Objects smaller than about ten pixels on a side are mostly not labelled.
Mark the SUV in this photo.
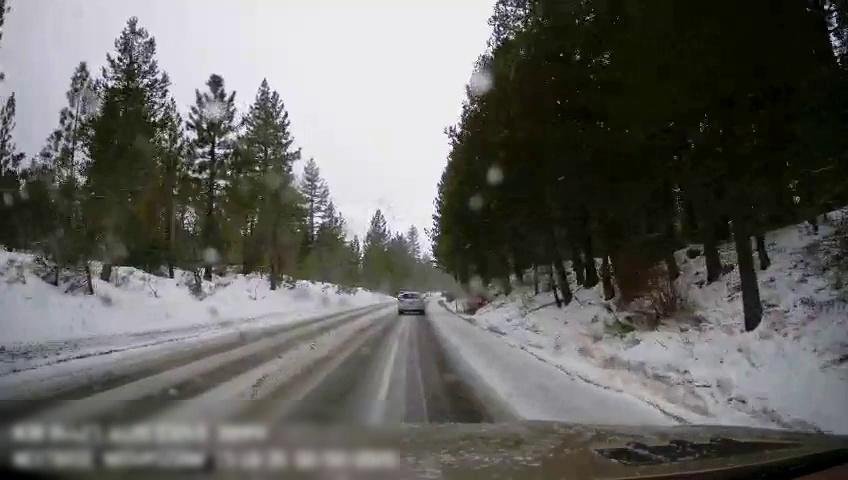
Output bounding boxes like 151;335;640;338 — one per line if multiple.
397;290;425;315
